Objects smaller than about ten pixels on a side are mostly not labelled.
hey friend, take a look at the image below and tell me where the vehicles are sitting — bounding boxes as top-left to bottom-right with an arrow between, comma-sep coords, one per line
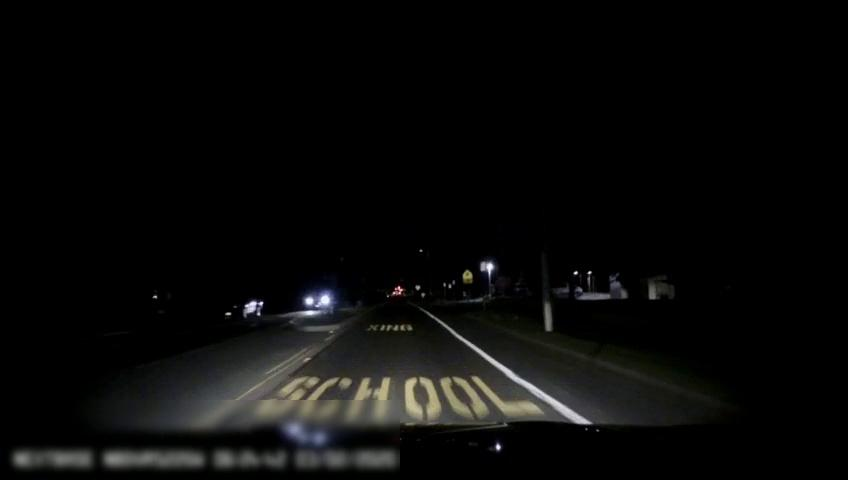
222,293 -> 265,321
302,288 -> 334,309
549,280 -> 585,300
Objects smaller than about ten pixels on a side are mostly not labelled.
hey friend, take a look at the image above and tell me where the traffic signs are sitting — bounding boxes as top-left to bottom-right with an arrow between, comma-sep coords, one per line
463,270 -> 474,283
